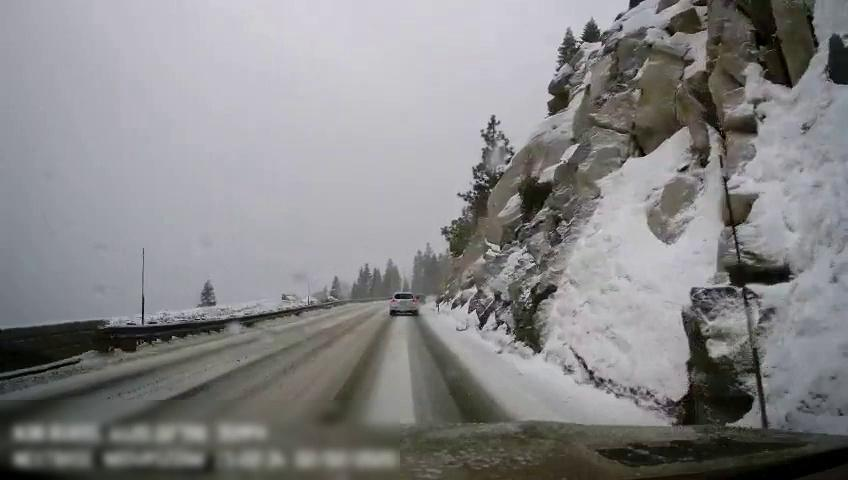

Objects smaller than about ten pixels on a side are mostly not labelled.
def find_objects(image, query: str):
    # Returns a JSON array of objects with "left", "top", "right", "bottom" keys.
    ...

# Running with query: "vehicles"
[
  {"left": 387, "top": 291, "right": 420, "bottom": 317},
  {"left": 415, "top": 293, "right": 427, "bottom": 304}
]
